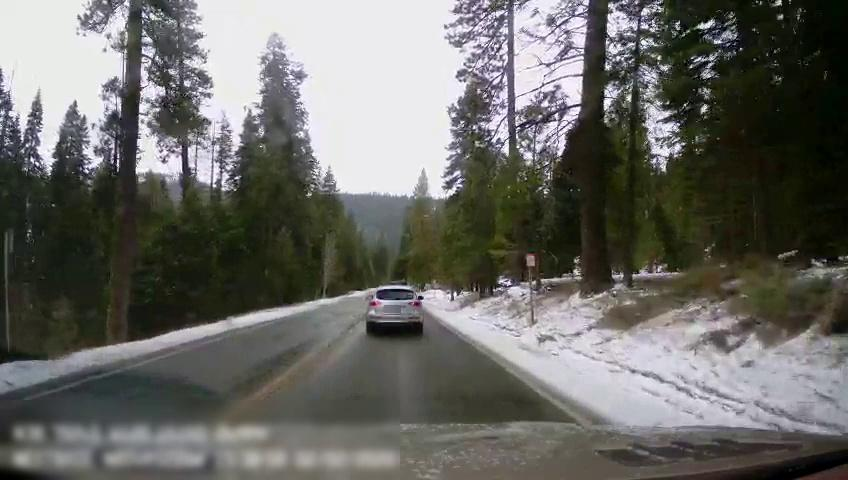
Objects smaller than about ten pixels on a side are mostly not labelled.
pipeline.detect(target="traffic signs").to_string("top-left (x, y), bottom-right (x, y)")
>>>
top-left (526, 254), bottom-right (536, 266)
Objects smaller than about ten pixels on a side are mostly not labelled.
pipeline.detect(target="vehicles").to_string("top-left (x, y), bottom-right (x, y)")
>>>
top-left (366, 286), bottom-right (425, 333)
top-left (388, 281), bottom-right (408, 287)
